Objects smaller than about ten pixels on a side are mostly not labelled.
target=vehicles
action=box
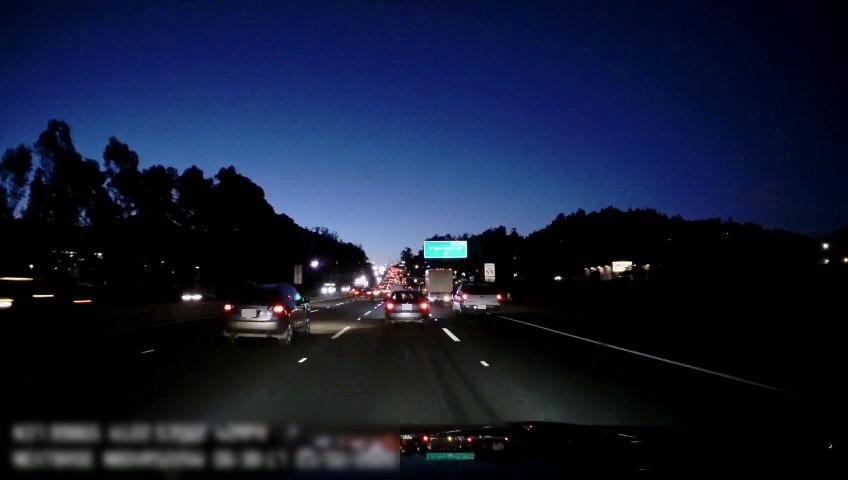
[224,283,311,345]
[341,285,351,292]
[383,290,429,328]
[370,287,382,297]
[354,287,374,303]
[181,287,216,303]
[450,283,505,321]
[424,268,454,306]
[0,276,93,315]
[322,283,336,294]
[387,284,405,299]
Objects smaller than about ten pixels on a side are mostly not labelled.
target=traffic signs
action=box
[484,263,496,282]
[424,240,468,259]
